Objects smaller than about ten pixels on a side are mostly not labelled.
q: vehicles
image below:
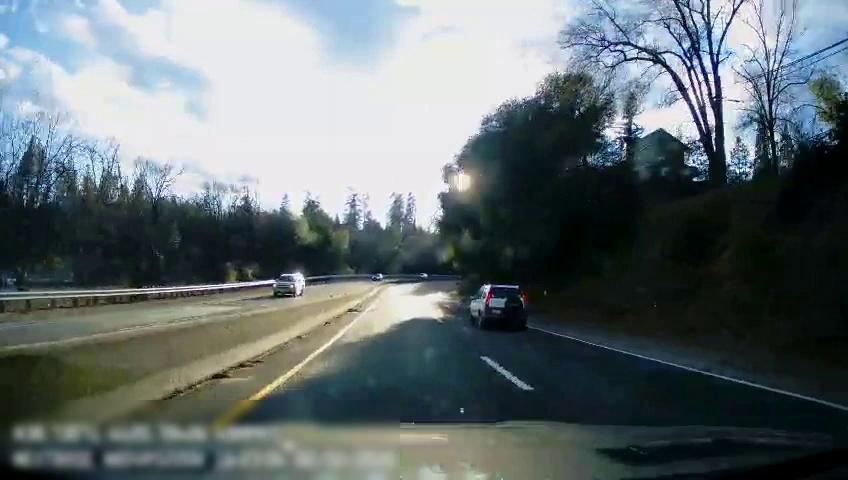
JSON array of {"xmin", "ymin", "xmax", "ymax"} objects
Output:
[
  {"xmin": 371, "ymin": 273, "xmax": 384, "ymax": 282},
  {"xmin": 467, "ymin": 283, "xmax": 527, "ymax": 331},
  {"xmin": 272, "ymin": 273, "xmax": 305, "ymax": 298},
  {"xmin": 415, "ymin": 272, "xmax": 428, "ymax": 280}
]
